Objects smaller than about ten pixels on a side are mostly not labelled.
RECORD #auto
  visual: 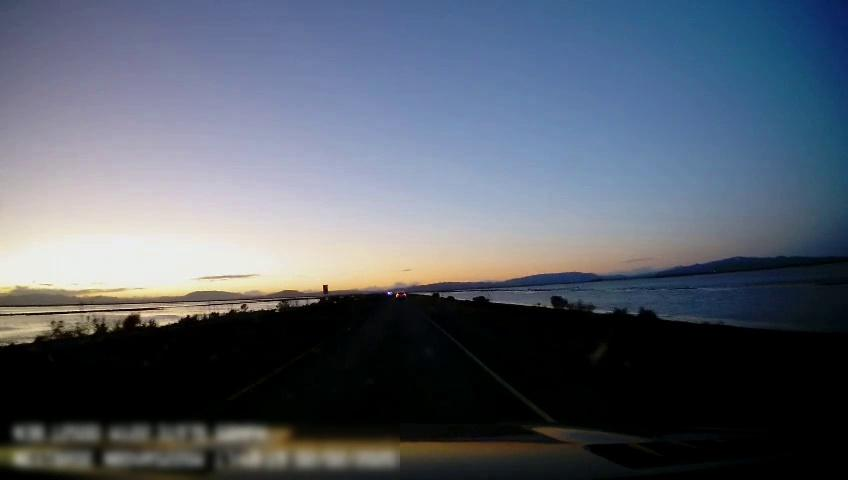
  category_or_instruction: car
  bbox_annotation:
[395,291,407,299]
